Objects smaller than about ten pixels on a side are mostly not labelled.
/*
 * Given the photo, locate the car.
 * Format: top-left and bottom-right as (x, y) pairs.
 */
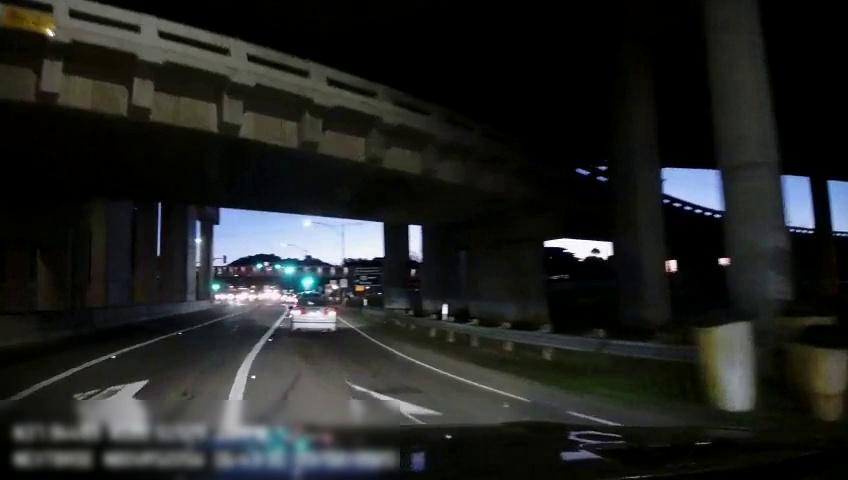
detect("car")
(288, 295), (337, 336)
